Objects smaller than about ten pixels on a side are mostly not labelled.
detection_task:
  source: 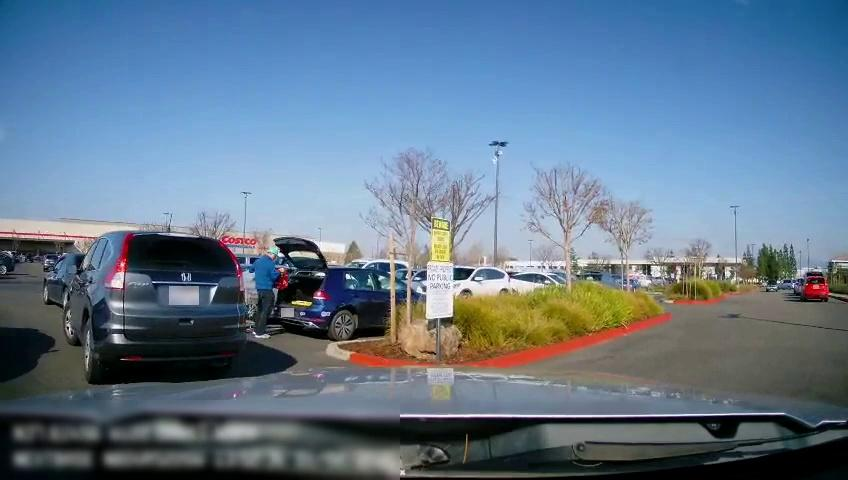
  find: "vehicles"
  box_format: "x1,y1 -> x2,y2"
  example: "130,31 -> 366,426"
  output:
41,252 -> 86,309
42,253 -> 59,272
618,277 -> 640,293
232,251 -> 261,271
239,264 -> 260,320
62,229 -> 249,384
805,270 -> 824,277
575,269 -> 622,290
800,275 -> 829,302
793,276 -> 805,296
414,263 -> 512,300
508,270 -> 567,296
0,249 -> 16,276
765,279 -> 779,292
266,235 -> 427,342
778,279 -> 797,291
346,258 -> 414,270
393,268 -> 428,290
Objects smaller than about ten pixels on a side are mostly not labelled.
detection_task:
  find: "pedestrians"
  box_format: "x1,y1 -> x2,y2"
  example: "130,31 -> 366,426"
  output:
248,246 -> 285,340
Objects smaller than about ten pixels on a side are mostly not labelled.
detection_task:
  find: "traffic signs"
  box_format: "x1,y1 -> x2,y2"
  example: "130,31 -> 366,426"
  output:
431,216 -> 451,263
425,260 -> 454,320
